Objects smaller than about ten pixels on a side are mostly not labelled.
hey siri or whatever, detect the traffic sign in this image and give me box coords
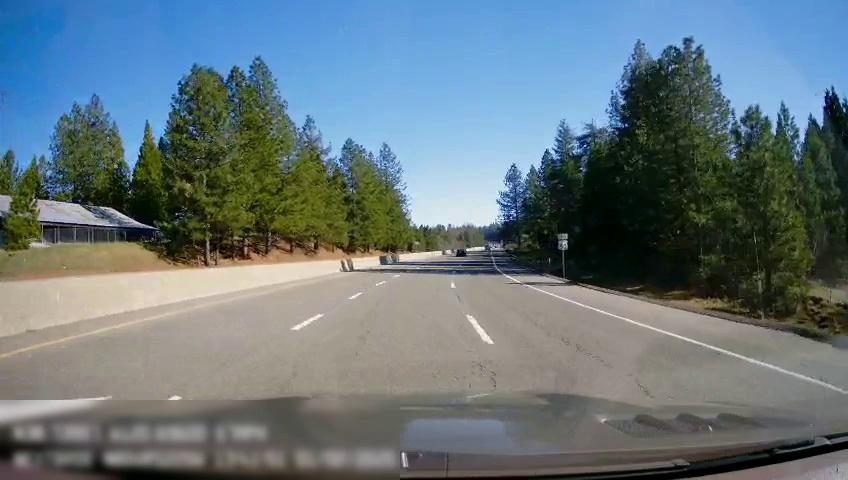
[557,233,569,250]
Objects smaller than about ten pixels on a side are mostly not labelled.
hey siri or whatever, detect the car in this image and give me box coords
[455,248,468,257]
